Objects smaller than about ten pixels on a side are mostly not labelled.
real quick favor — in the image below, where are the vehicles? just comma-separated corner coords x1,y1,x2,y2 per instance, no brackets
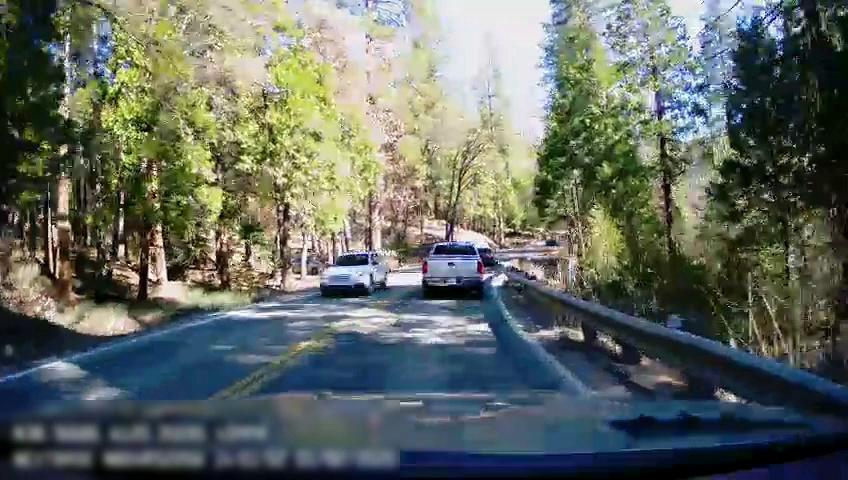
477,248,496,266
421,240,484,298
318,249,391,297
